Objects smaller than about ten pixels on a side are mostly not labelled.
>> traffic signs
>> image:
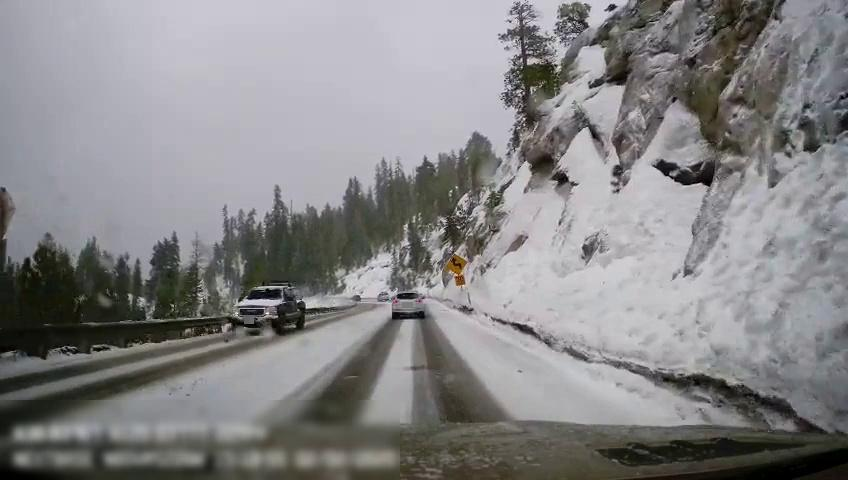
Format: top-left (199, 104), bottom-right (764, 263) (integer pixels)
top-left (455, 276), bottom-right (466, 286)
top-left (445, 254), bottom-right (467, 274)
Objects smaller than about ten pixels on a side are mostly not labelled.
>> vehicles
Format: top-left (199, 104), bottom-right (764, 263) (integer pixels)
top-left (392, 290), bottom-right (426, 320)
top-left (377, 291), bottom-right (389, 302)
top-left (233, 285), bottom-right (306, 336)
